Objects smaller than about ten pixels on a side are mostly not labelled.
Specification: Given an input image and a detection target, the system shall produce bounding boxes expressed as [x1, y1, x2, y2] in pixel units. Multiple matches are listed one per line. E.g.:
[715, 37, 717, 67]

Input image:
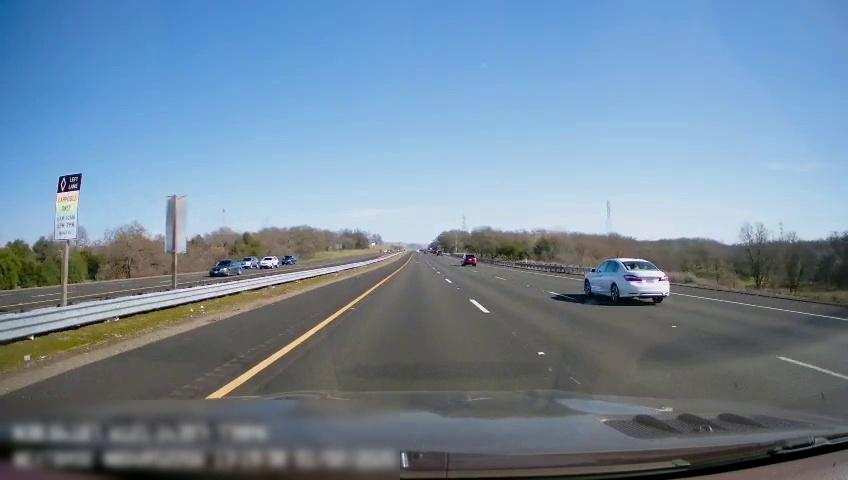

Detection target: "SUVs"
[260, 256, 279, 269]
[240, 256, 259, 269]
[282, 256, 296, 266]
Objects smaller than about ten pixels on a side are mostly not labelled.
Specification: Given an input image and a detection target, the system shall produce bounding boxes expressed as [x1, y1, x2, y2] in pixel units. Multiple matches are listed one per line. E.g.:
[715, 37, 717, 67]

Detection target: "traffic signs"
[52, 173, 81, 240]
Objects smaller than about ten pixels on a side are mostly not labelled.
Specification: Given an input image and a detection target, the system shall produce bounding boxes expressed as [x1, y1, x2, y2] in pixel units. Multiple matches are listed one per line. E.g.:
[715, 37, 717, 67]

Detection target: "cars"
[583, 258, 670, 305]
[460, 254, 477, 267]
[209, 259, 241, 277]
